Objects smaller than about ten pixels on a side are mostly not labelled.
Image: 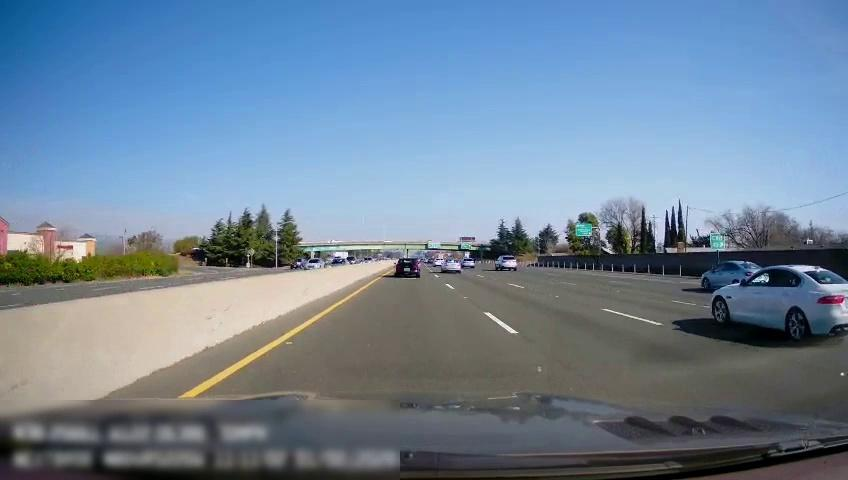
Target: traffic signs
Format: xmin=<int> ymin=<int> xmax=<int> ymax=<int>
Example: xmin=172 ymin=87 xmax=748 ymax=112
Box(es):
xmin=709 ymin=232 xmax=726 ymax=251
xmin=576 ymin=223 xmax=593 ymax=238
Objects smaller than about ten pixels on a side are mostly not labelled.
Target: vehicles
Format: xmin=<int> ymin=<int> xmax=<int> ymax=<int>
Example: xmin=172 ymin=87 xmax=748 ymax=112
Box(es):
xmin=303 ymin=258 xmax=325 ymax=271
xmin=461 ymin=257 xmax=475 ymax=270
xmin=393 ymin=257 xmax=422 ymax=278
xmin=700 ymin=260 xmax=760 ymax=290
xmin=347 ymin=256 xmax=359 ymax=264
xmin=324 ymin=257 xmax=352 ymax=270
xmin=711 ymin=265 xmax=848 ymax=340
xmin=289 ymin=260 xmax=303 ymax=270
xmin=495 ymin=255 xmax=517 ymax=271
xmin=335 ymin=251 xmax=349 ymax=258
xmin=440 ymin=258 xmax=462 ymax=274
xmin=430 ymin=257 xmax=444 ymax=268
xmin=328 ymin=239 xmax=338 ymax=244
